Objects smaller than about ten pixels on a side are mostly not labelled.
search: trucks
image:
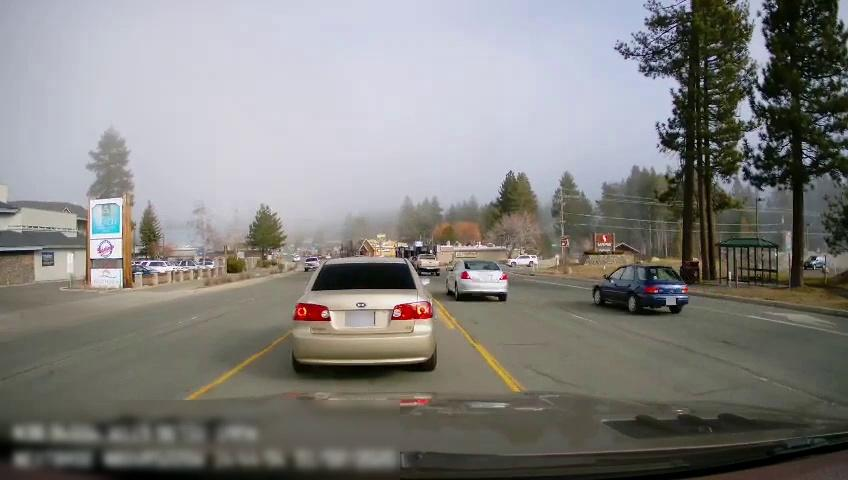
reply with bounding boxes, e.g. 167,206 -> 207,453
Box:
409,254 -> 441,276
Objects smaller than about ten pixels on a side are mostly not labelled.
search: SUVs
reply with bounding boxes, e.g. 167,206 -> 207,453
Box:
803,255 -> 831,271
143,259 -> 169,276
304,257 -> 321,272
505,254 -> 540,269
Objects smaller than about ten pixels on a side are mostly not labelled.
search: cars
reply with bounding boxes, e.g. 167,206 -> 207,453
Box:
591,264 -> 689,315
132,263 -> 159,276
444,258 -> 509,303
289,257 -> 436,373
